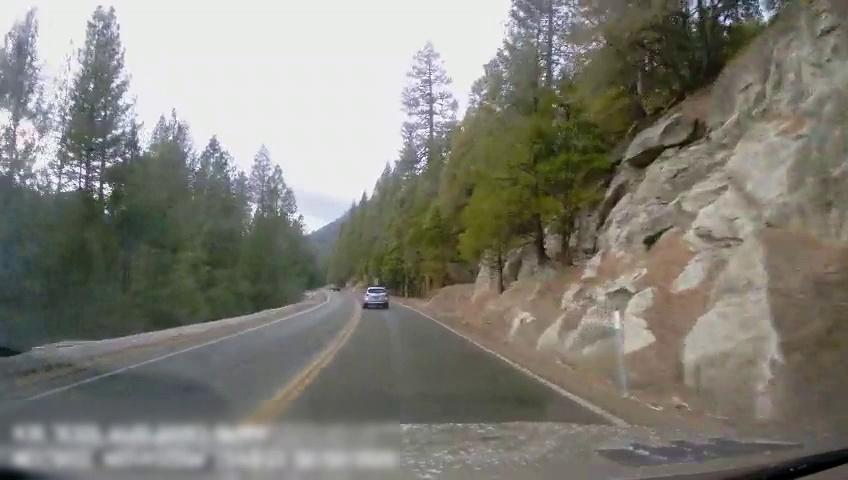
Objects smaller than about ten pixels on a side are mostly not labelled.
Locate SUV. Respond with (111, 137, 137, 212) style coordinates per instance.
(362, 286, 389, 309)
